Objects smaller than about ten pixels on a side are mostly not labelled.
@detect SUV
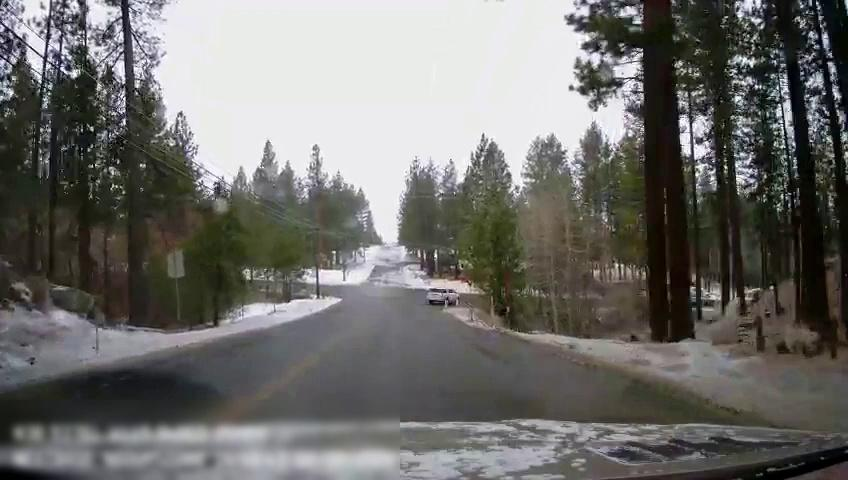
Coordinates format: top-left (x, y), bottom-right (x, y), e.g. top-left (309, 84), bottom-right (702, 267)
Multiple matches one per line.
top-left (425, 287), bottom-right (460, 306)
